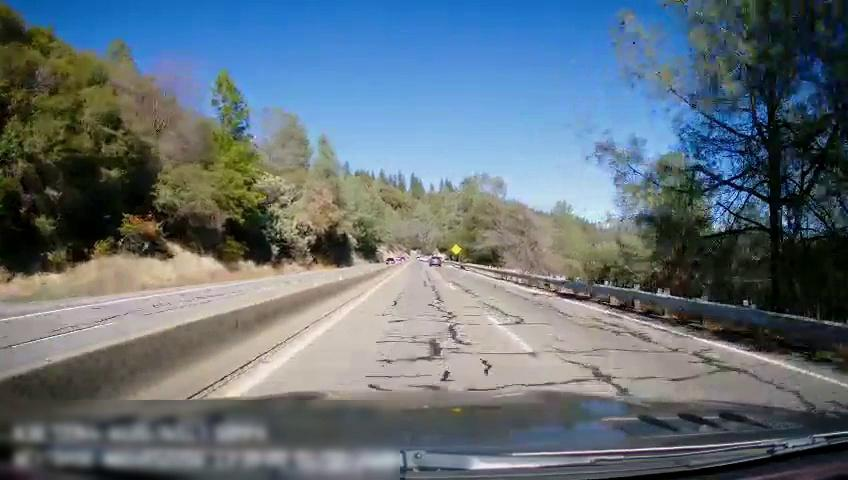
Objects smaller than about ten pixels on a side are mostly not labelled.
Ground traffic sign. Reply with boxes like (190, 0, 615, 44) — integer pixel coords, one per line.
(449, 243, 463, 256)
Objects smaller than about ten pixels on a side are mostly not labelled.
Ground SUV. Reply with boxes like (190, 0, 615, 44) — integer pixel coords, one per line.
(429, 256, 442, 267)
